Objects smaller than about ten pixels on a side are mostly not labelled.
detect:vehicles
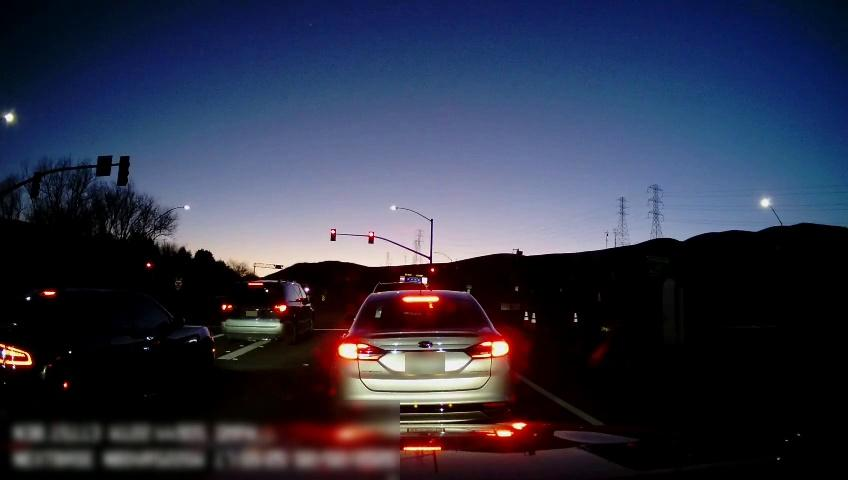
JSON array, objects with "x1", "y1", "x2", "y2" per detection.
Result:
[
  {"x1": 219, "y1": 279, "x2": 314, "y2": 343},
  {"x1": 334, "y1": 288, "x2": 513, "y2": 426},
  {"x1": 373, "y1": 281, "x2": 433, "y2": 303},
  {"x1": 0, "y1": 286, "x2": 217, "y2": 448}
]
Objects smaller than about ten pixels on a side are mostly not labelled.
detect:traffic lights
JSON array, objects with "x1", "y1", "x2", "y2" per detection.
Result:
[
  {"x1": 368, "y1": 230, "x2": 375, "y2": 245},
  {"x1": 116, "y1": 155, "x2": 130, "y2": 187},
  {"x1": 330, "y1": 228, "x2": 337, "y2": 242},
  {"x1": 29, "y1": 170, "x2": 43, "y2": 199}
]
